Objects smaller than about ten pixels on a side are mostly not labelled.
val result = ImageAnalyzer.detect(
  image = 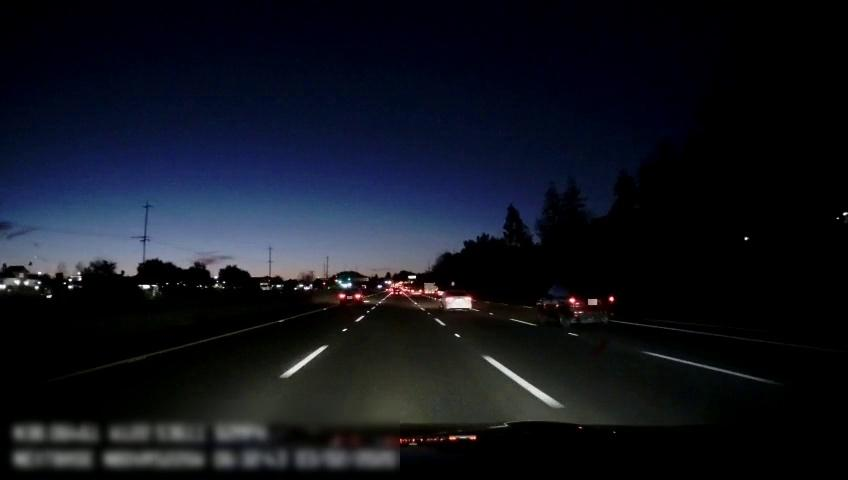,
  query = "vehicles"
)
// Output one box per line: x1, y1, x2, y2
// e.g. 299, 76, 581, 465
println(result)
439, 289, 473, 313
338, 287, 365, 308
536, 280, 615, 329
423, 282, 436, 299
